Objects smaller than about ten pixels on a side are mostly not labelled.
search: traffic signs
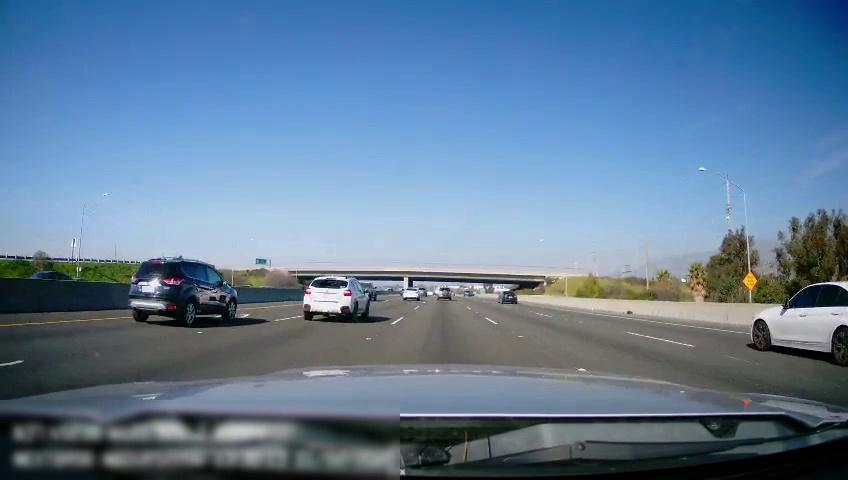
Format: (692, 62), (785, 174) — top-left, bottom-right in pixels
(742, 270), (758, 290)
(255, 257), (267, 265)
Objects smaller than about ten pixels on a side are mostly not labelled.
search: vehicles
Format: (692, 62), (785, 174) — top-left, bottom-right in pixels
(437, 286), (452, 301)
(302, 276), (371, 323)
(402, 286), (420, 301)
(27, 270), (74, 283)
(497, 290), (518, 305)
(417, 287), (428, 297)
(128, 256), (239, 328)
(748, 280), (848, 367)
(357, 281), (377, 301)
